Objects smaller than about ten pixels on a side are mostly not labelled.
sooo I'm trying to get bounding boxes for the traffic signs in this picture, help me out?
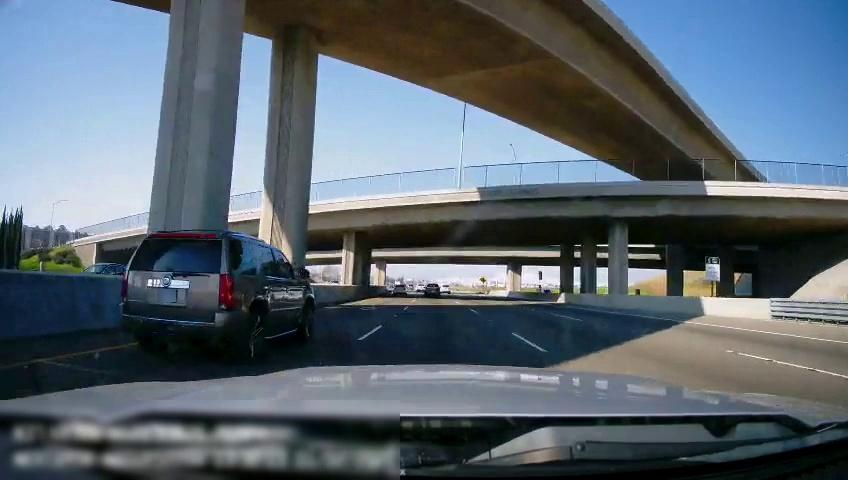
[704,255,721,283]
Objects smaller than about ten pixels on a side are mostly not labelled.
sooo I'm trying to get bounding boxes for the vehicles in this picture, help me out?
[117,228,318,368]
[415,282,427,293]
[392,283,407,295]
[87,262,131,277]
[438,284,451,295]
[423,283,441,298]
